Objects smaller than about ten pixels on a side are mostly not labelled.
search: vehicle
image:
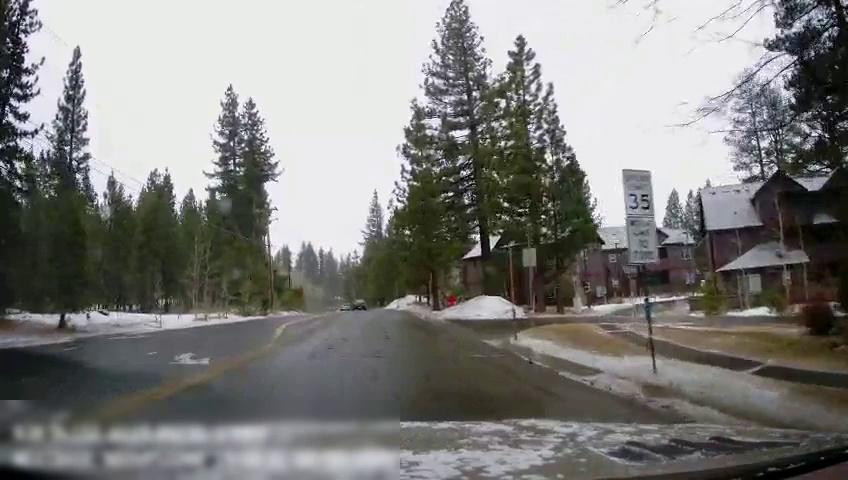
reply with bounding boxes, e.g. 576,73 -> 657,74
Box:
349,298 -> 366,312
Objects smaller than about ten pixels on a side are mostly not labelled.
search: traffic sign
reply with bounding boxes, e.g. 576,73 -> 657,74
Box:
626,215 -> 658,264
